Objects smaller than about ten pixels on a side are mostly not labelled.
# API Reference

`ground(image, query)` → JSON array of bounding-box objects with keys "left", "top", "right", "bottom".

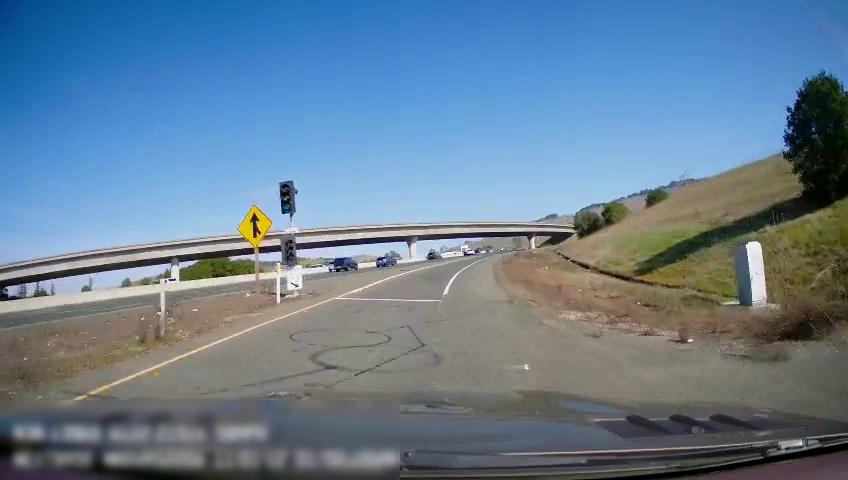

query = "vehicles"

[
  {"left": 427, "top": 251, "right": 440, "bottom": 261},
  {"left": 333, "top": 256, "right": 359, "bottom": 273},
  {"left": 375, "top": 256, "right": 396, "bottom": 268},
  {"left": 310, "top": 263, "right": 327, "bottom": 269}
]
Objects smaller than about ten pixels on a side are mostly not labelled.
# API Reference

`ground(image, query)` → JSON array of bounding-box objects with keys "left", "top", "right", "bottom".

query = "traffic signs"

[
  {"left": 235, "top": 203, "right": 273, "bottom": 248},
  {"left": 159, "top": 277, "right": 178, "bottom": 284},
  {"left": 284, "top": 264, "right": 304, "bottom": 292}
]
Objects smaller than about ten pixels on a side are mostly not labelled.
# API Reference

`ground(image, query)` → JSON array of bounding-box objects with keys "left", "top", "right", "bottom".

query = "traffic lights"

[
  {"left": 278, "top": 179, "right": 299, "bottom": 215},
  {"left": 279, "top": 232, "right": 299, "bottom": 267}
]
